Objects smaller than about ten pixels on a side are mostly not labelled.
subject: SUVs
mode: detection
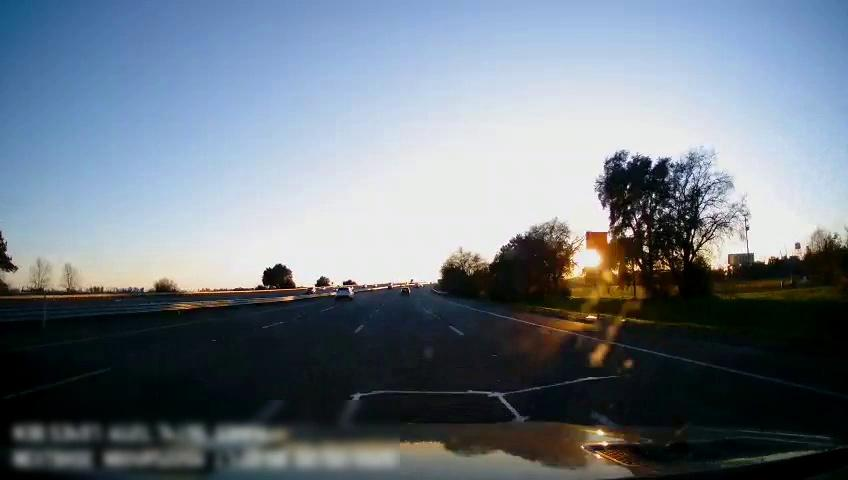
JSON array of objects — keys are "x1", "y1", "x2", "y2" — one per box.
[
  {"x1": 400, "y1": 287, "x2": 410, "y2": 295},
  {"x1": 336, "y1": 286, "x2": 355, "y2": 301}
]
